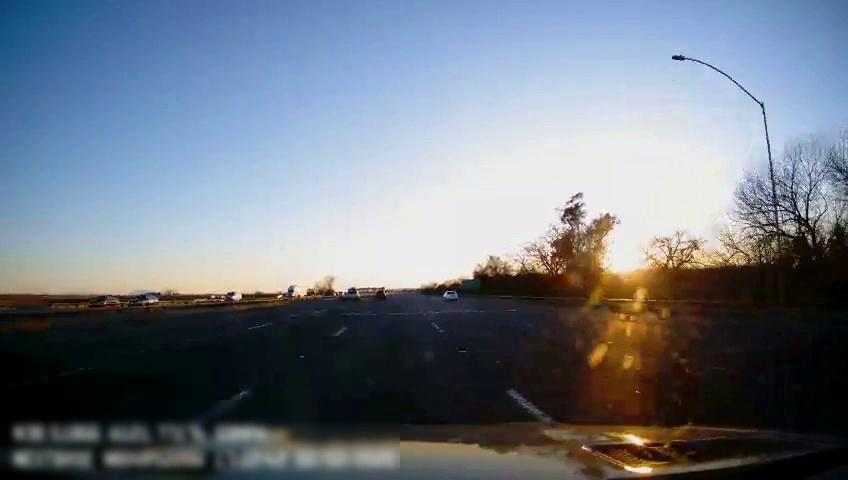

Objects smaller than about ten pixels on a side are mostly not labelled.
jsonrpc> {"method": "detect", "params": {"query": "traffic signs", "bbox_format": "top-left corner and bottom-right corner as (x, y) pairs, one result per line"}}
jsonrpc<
(464, 279), (480, 289)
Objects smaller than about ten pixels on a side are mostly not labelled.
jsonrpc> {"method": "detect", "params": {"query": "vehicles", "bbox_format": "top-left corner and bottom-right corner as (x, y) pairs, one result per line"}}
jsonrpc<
(442, 290), (458, 301)
(88, 296), (121, 310)
(127, 294), (159, 308)
(375, 290), (387, 300)
(346, 287), (361, 302)
(285, 285), (307, 298)
(224, 291), (242, 302)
